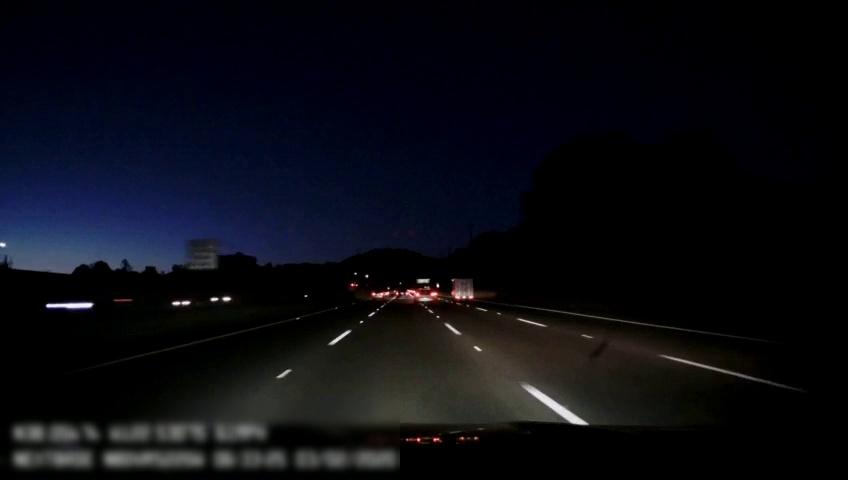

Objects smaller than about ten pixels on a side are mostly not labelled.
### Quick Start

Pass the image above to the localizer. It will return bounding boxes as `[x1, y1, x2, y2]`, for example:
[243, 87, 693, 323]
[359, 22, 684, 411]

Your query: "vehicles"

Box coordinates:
[170, 295, 202, 310]
[372, 287, 387, 301]
[45, 289, 114, 313]
[413, 287, 438, 305]
[451, 278, 474, 304]
[208, 291, 243, 306]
